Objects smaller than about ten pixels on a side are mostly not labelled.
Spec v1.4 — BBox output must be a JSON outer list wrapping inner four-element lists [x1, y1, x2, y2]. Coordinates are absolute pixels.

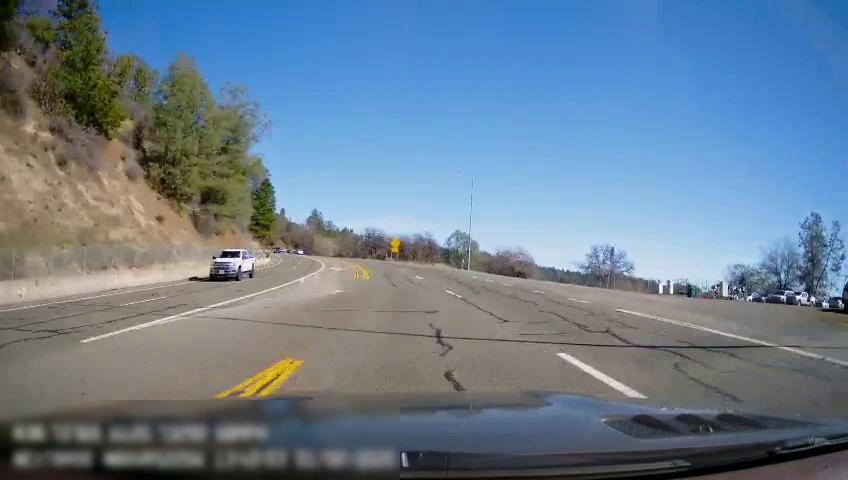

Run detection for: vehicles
[[841, 280, 848, 311], [208, 248, 256, 282]]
